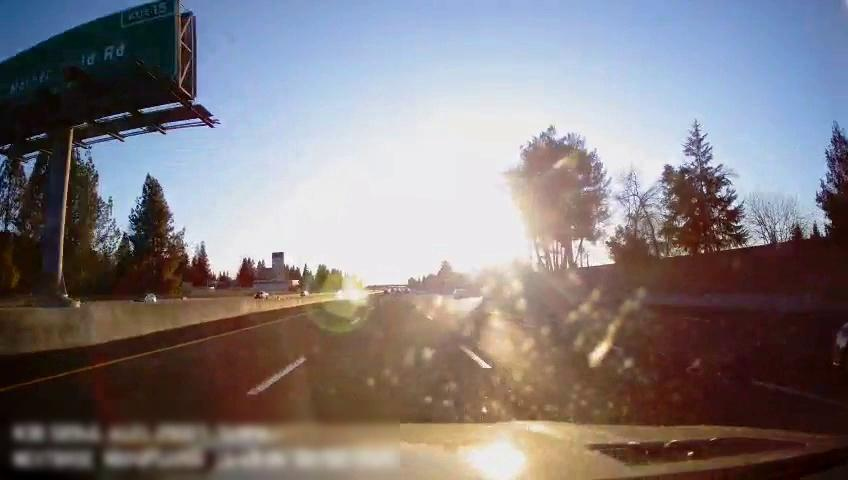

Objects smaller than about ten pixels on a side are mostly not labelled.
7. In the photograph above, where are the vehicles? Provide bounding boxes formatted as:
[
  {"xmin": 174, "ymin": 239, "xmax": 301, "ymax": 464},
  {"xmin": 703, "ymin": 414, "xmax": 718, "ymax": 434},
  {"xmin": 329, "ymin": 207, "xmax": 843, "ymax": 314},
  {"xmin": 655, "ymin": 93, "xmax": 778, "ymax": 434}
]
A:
[
  {"xmin": 831, "ymin": 322, "xmax": 848, "ymax": 370},
  {"xmin": 451, "ymin": 289, "xmax": 466, "ymax": 300},
  {"xmin": 132, "ymin": 292, "xmax": 157, "ymax": 304},
  {"xmin": 252, "ymin": 290, "xmax": 269, "ymax": 300}
]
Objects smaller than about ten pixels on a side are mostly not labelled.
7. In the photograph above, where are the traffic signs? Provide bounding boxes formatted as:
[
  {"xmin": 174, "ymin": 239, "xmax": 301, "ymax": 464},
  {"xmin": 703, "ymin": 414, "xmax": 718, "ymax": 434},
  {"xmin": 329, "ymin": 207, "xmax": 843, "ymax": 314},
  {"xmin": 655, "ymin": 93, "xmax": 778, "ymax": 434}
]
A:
[{"xmin": 0, "ymin": 0, "xmax": 179, "ymax": 138}]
